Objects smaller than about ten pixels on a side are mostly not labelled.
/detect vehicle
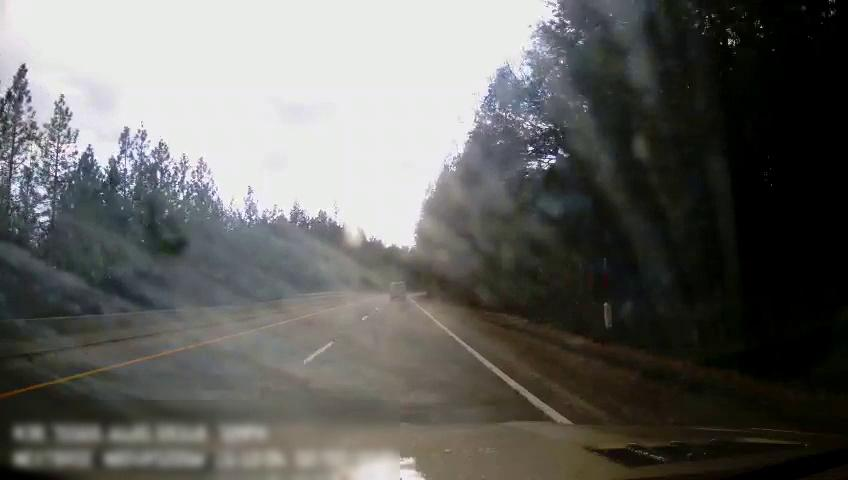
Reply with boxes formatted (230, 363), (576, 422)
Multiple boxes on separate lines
(389, 281), (405, 300)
